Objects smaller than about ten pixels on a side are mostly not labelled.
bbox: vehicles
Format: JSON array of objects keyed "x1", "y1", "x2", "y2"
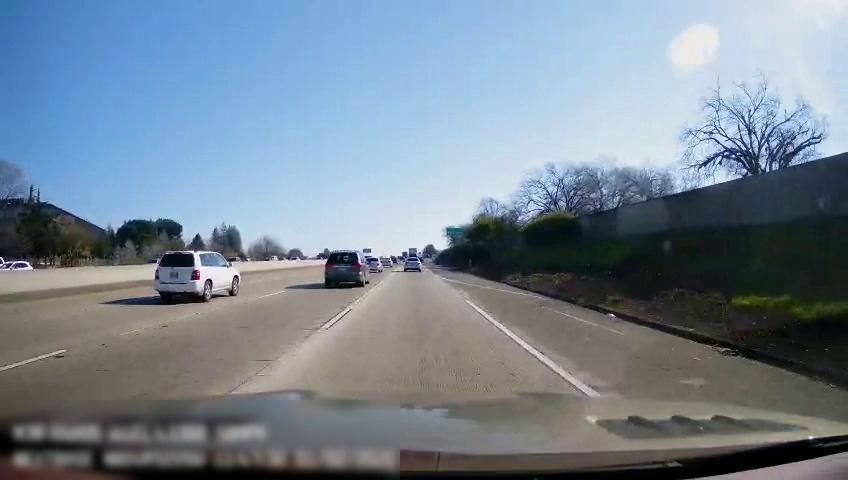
[
  {"x1": 153, "y1": 250, "x2": 241, "y2": 307},
  {"x1": 323, "y1": 252, "x2": 371, "y2": 289},
  {"x1": 0, "y1": 257, "x2": 5, "y2": 269},
  {"x1": 404, "y1": 256, "x2": 423, "y2": 272},
  {"x1": 407, "y1": 247, "x2": 417, "y2": 258},
  {"x1": 143, "y1": 257, "x2": 162, "y2": 266},
  {"x1": 0, "y1": 261, "x2": 34, "y2": 272},
  {"x1": 226, "y1": 257, "x2": 241, "y2": 263},
  {"x1": 364, "y1": 257, "x2": 384, "y2": 273},
  {"x1": 380, "y1": 256, "x2": 395, "y2": 268}
]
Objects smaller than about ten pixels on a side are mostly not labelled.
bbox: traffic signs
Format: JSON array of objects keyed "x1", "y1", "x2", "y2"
[{"x1": 445, "y1": 228, "x2": 464, "y2": 238}]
